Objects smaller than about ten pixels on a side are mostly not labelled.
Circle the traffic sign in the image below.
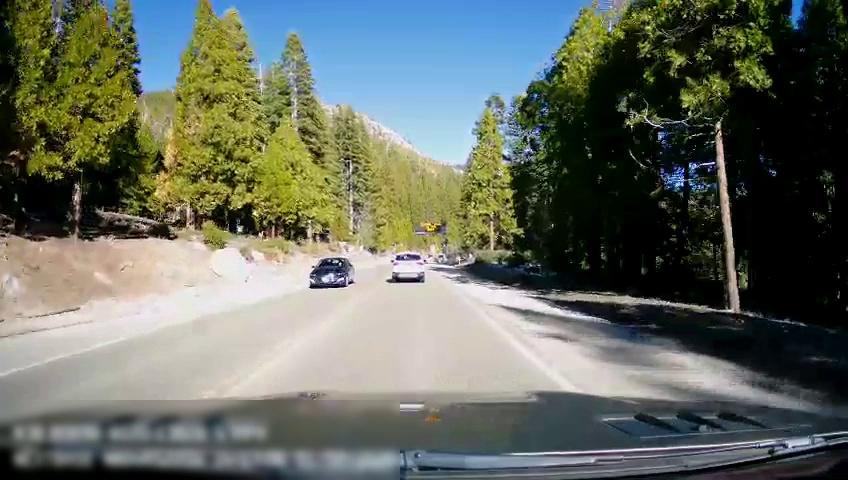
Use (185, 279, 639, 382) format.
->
(415, 222, 449, 237)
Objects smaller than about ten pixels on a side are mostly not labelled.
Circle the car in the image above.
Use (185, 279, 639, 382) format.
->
(309, 256, 354, 290)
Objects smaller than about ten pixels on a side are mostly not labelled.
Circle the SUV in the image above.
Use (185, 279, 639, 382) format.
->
(391, 251, 427, 284)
